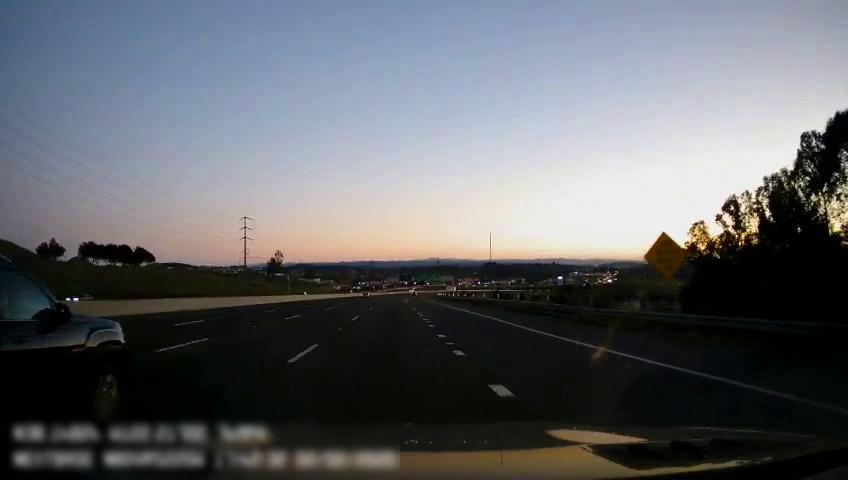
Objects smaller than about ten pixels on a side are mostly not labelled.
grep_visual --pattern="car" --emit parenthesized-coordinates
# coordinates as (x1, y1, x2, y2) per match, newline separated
(65, 291, 94, 301)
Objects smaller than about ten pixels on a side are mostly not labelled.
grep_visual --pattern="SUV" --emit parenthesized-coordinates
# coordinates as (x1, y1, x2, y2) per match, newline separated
(0, 250, 131, 430)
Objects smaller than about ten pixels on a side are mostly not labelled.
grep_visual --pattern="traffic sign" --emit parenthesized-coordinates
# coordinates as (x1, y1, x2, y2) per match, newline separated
(643, 231, 689, 281)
